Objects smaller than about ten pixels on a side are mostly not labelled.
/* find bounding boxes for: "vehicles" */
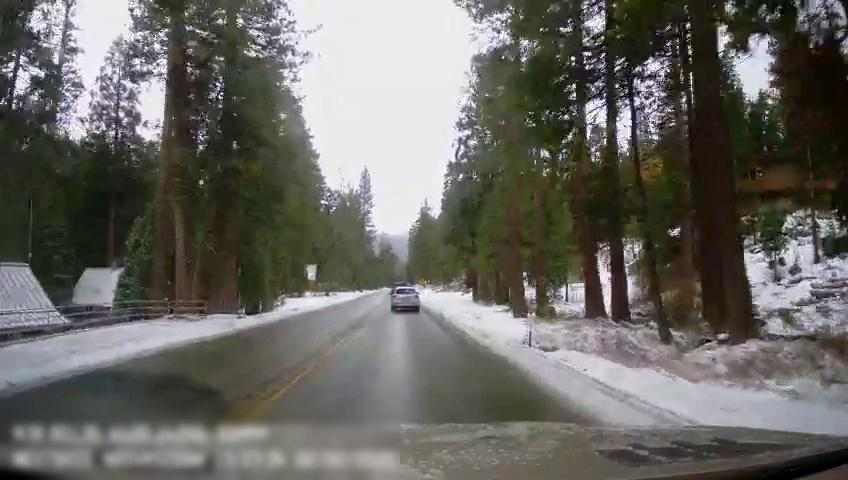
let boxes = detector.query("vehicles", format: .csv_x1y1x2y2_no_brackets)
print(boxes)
391,281,410,290
390,286,421,312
